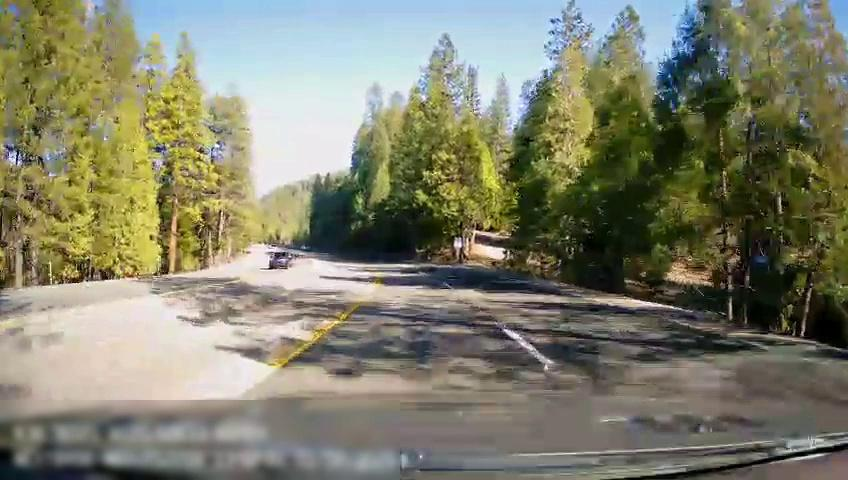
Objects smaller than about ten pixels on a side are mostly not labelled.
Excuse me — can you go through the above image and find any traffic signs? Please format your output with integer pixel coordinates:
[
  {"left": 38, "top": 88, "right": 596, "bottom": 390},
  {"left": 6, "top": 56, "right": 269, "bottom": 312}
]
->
[{"left": 453, "top": 236, "right": 463, "bottom": 249}]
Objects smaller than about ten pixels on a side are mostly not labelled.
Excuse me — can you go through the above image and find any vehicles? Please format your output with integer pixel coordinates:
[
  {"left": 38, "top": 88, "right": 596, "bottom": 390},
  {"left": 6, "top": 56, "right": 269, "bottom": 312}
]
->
[
  {"left": 299, "top": 242, "right": 313, "bottom": 252},
  {"left": 268, "top": 250, "right": 297, "bottom": 270}
]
